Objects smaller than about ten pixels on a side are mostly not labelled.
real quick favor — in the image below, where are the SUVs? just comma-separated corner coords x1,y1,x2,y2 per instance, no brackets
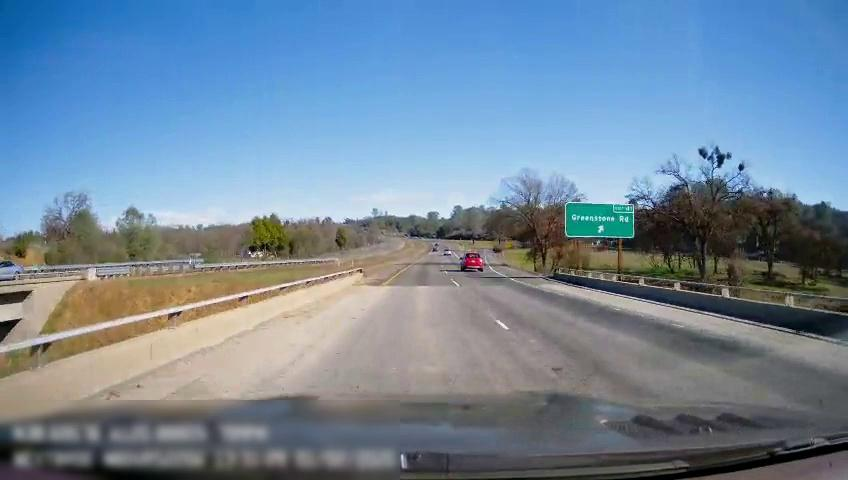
442,249,452,257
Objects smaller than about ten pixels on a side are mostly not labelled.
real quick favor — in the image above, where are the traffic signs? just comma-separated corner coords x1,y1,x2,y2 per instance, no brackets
564,201,635,239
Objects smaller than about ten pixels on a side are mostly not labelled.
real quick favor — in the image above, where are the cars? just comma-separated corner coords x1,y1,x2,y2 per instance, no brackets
459,253,483,271
0,260,24,281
